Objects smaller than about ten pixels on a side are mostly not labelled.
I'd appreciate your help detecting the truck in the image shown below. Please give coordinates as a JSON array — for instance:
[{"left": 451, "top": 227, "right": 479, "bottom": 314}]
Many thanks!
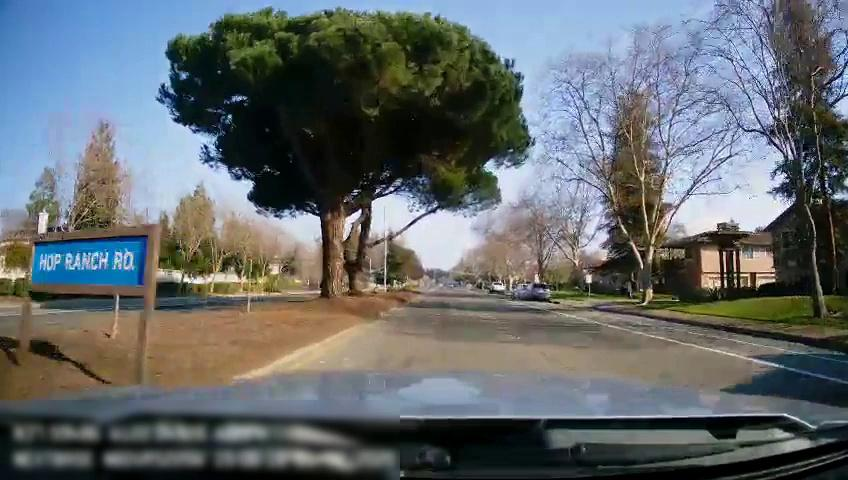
[{"left": 489, "top": 282, "right": 505, "bottom": 293}]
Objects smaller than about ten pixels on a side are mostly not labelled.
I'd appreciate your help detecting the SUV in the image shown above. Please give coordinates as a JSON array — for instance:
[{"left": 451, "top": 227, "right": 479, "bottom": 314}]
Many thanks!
[{"left": 526, "top": 282, "right": 550, "bottom": 302}]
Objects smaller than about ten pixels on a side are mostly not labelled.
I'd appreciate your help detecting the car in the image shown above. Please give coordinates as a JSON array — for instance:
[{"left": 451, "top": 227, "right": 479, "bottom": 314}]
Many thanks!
[{"left": 512, "top": 284, "right": 531, "bottom": 297}]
